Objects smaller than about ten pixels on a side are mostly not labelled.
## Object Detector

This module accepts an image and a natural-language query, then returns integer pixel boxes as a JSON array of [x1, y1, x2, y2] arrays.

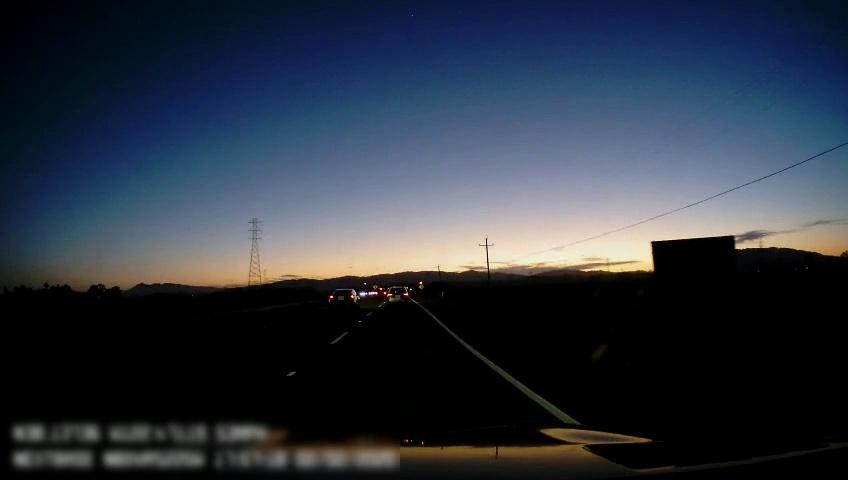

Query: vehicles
[[375, 288, 387, 299], [387, 286, 409, 307], [329, 288, 361, 313]]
